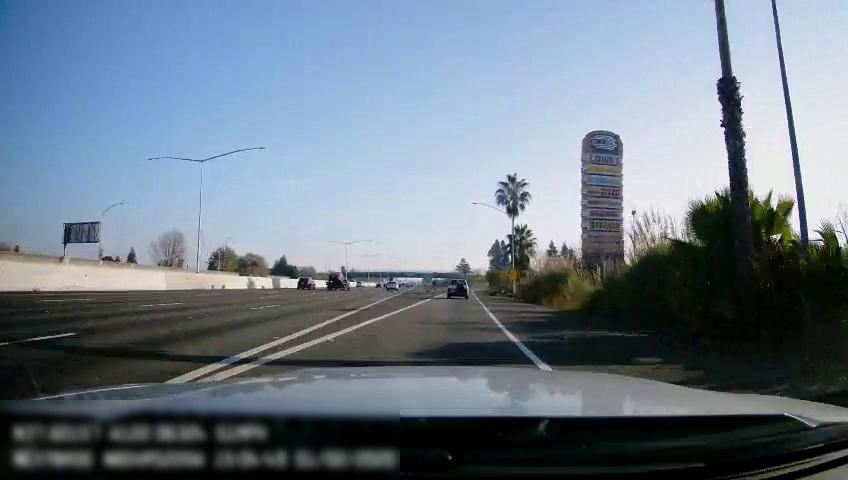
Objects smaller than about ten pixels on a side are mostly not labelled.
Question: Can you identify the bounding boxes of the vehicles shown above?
[356,281,365,288]
[296,277,317,291]
[324,272,351,291]
[386,280,400,292]
[447,277,471,300]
